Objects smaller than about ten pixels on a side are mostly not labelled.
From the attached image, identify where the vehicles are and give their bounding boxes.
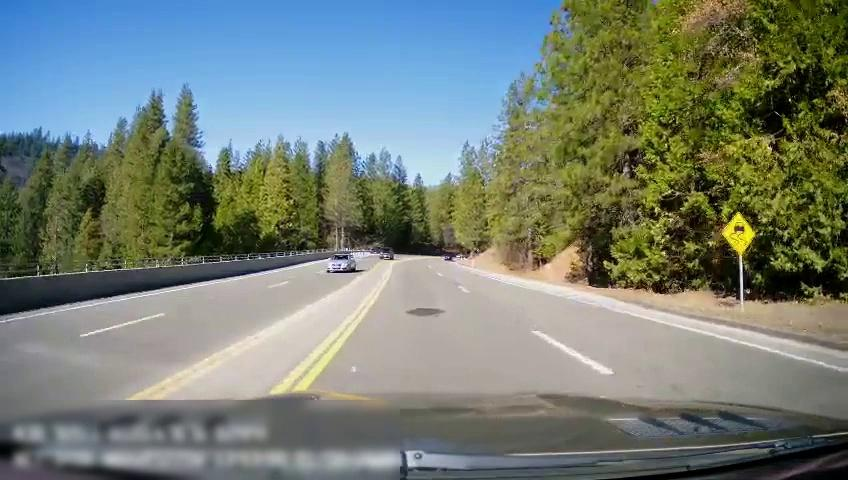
[379,247,395,261]
[443,251,454,262]
[326,253,357,274]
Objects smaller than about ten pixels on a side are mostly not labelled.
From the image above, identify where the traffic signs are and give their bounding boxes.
[720,211,756,256]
